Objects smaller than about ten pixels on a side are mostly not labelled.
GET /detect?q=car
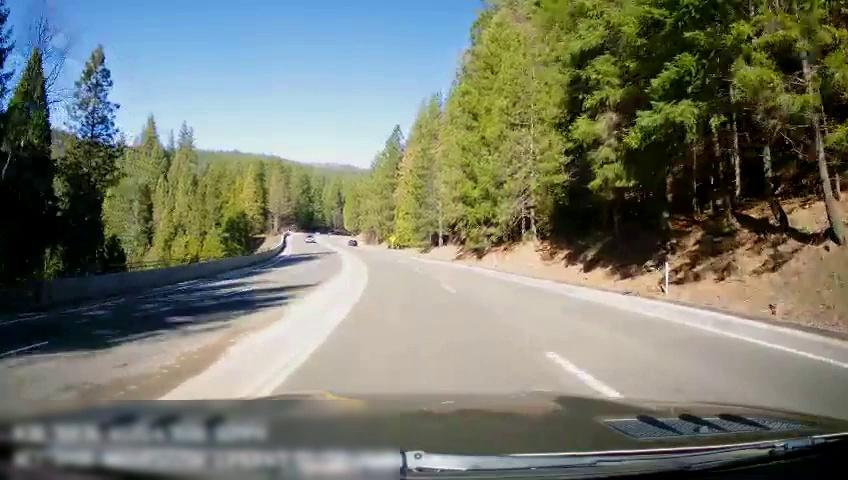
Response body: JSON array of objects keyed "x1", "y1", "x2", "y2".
[{"x1": 347, "y1": 239, "x2": 359, "y2": 248}]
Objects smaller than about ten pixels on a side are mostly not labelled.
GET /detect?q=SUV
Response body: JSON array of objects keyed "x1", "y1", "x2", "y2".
[{"x1": 303, "y1": 234, "x2": 316, "y2": 244}]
